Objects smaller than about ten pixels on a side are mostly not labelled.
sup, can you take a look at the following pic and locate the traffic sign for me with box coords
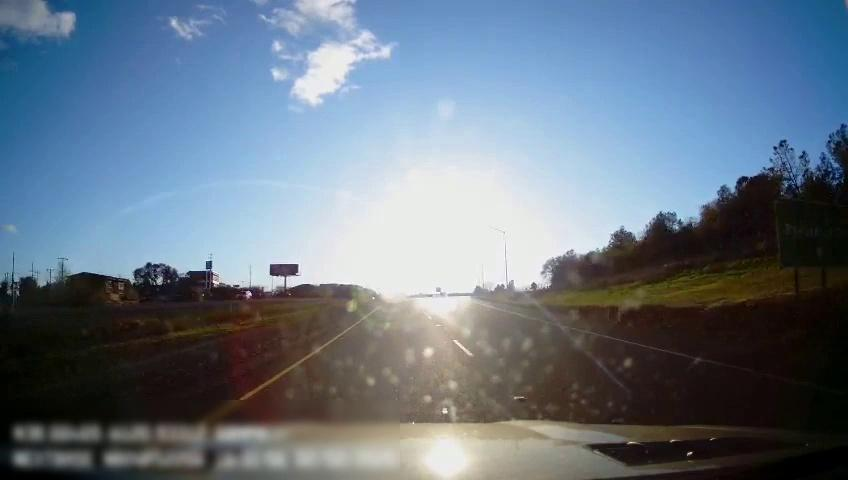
[775,200,848,269]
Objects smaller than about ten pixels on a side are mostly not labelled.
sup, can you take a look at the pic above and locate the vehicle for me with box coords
[235,291,253,302]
